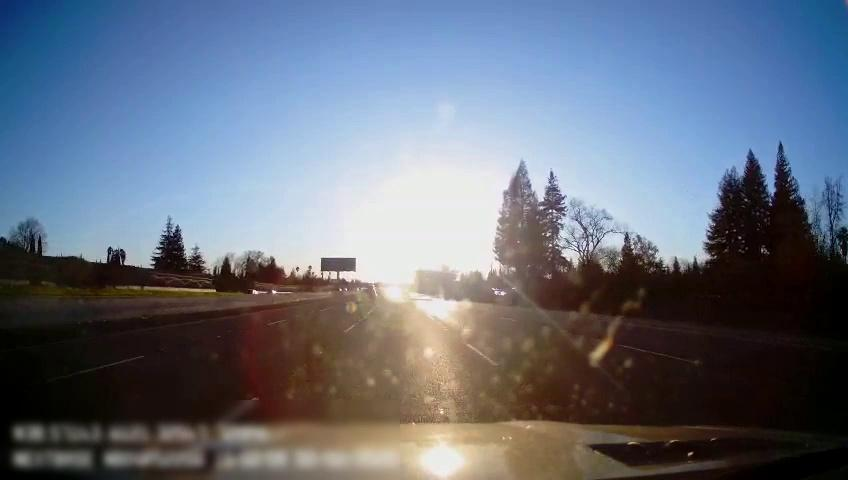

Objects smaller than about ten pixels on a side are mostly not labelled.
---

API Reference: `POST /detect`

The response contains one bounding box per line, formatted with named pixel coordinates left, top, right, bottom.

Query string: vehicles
left=246, top=288, right=259, bottom=295
left=362, top=283, right=378, bottom=301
